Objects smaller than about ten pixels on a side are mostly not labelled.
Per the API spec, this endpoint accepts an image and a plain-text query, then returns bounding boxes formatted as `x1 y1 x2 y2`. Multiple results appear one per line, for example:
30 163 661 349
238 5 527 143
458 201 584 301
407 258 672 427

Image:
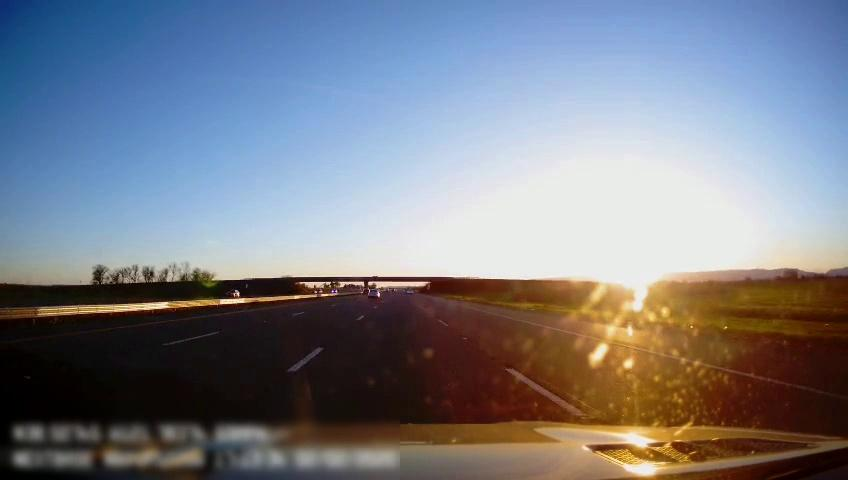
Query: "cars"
225 289 240 298
368 289 381 299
